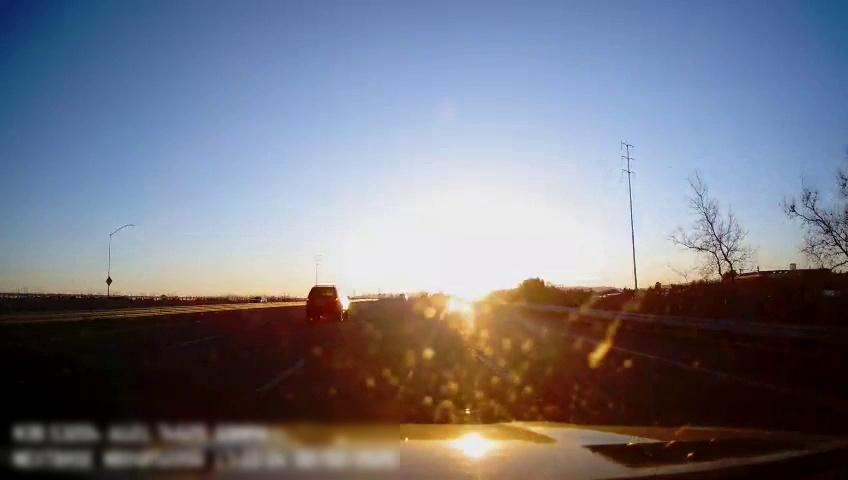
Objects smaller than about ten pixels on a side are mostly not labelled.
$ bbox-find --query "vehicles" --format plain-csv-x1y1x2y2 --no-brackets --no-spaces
250,296,268,304
306,284,351,321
